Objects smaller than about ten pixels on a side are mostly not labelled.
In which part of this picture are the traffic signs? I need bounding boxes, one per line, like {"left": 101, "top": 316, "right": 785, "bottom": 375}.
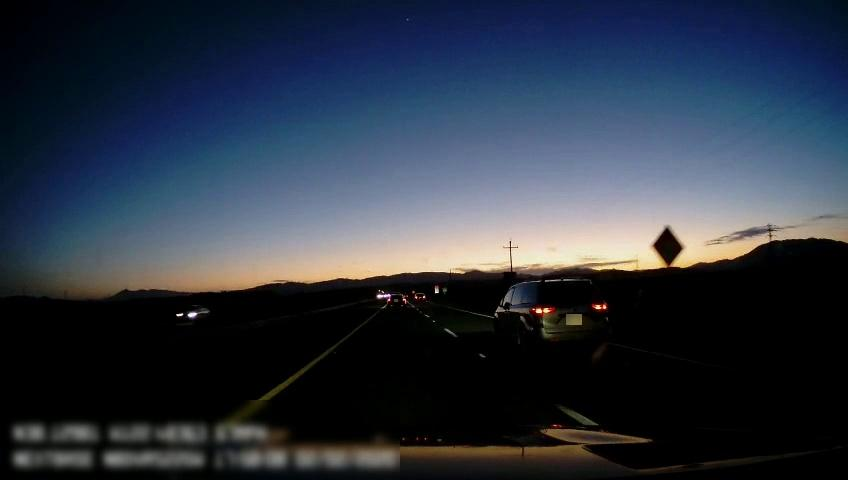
{"left": 651, "top": 227, "right": 684, "bottom": 266}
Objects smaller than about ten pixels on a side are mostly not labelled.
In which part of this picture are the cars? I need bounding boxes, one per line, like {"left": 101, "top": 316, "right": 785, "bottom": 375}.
{"left": 175, "top": 305, "right": 210, "bottom": 323}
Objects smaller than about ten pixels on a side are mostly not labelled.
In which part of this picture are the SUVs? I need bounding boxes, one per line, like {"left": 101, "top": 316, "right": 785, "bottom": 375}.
{"left": 386, "top": 293, "right": 407, "bottom": 309}
{"left": 413, "top": 292, "right": 427, "bottom": 303}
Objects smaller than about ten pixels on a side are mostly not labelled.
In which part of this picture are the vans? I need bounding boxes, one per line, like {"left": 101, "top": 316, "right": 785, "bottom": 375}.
{"left": 491, "top": 279, "right": 610, "bottom": 355}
